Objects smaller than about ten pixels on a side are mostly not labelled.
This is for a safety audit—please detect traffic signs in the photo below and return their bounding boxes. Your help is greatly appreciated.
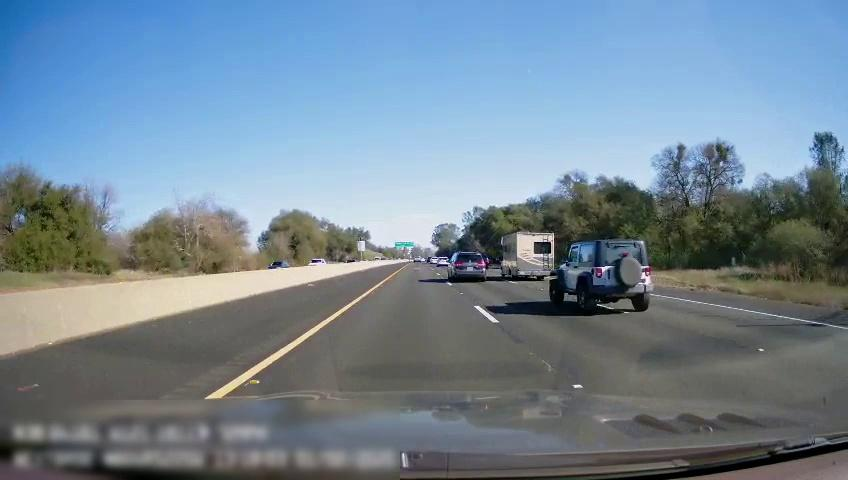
[394,242,415,249]
[357,240,366,252]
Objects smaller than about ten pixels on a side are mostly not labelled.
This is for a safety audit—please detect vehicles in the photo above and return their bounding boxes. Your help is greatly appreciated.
[436,257,449,268]
[308,259,327,266]
[447,252,487,283]
[267,260,289,269]
[547,240,654,312]
[500,232,554,281]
